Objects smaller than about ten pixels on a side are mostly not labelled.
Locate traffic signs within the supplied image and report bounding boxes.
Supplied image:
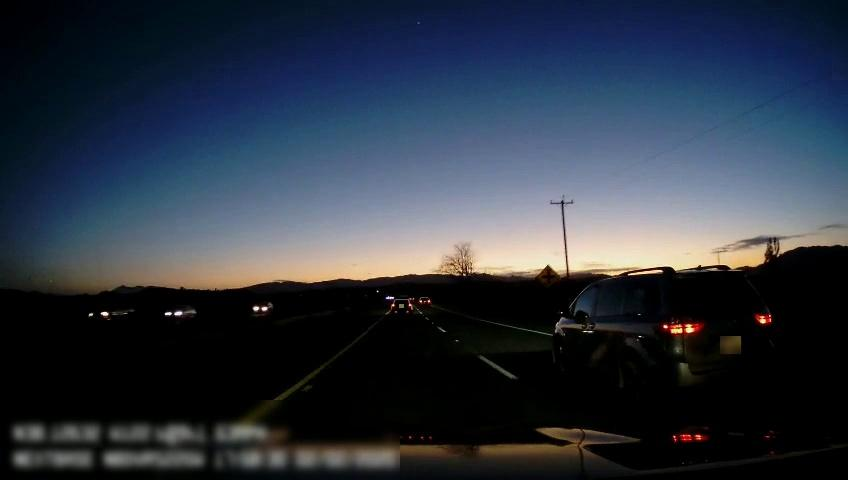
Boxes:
[534,264,562,290]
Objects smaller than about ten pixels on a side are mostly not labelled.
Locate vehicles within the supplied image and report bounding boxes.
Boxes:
[164,304,197,320]
[551,268,777,406]
[252,301,274,314]
[388,298,414,317]
[417,296,432,309]
[88,302,135,322]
